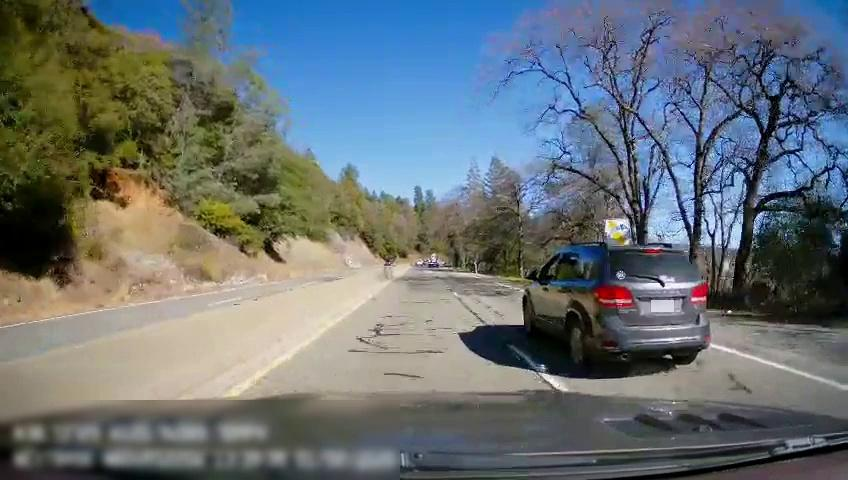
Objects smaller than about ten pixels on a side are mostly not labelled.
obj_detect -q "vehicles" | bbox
[427,253,441,268]
[520,240,712,371]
